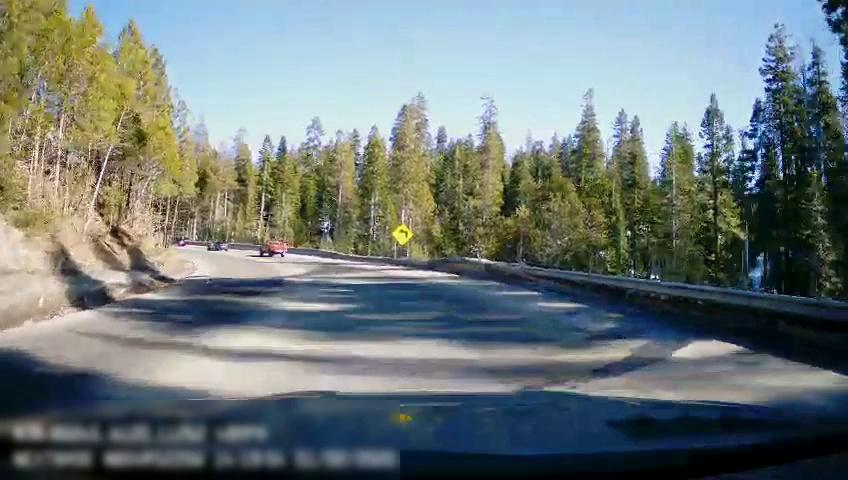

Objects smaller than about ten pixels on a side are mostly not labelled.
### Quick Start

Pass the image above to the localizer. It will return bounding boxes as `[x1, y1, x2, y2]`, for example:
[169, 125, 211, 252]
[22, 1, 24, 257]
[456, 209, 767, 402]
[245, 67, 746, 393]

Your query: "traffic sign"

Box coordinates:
[391, 222, 414, 246]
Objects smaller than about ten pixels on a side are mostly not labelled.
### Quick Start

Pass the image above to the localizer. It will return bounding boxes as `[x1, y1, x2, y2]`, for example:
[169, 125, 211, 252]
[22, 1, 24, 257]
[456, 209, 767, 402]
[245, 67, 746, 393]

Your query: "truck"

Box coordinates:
[258, 239, 288, 259]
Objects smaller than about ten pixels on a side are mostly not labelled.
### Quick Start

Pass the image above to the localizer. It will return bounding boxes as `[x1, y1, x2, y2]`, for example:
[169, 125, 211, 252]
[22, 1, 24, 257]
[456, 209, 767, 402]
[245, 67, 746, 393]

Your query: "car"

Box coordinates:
[207, 240, 229, 251]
